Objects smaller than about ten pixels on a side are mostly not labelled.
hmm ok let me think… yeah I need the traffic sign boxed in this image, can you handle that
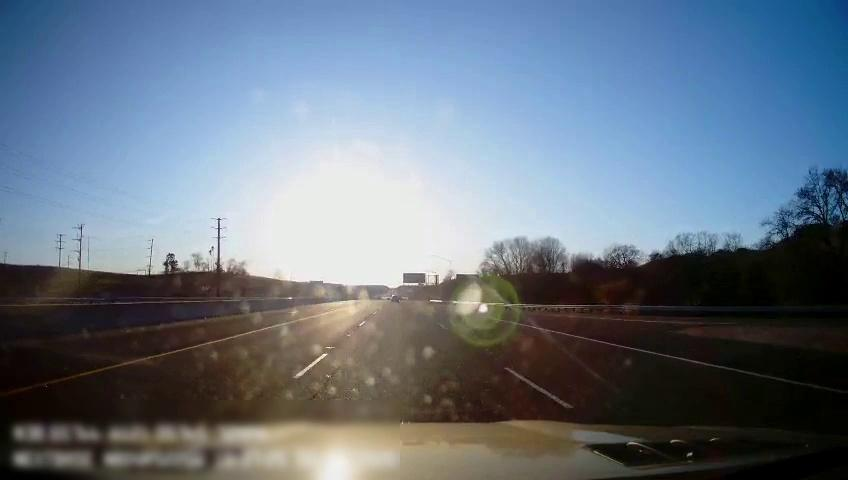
[402,272,427,284]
